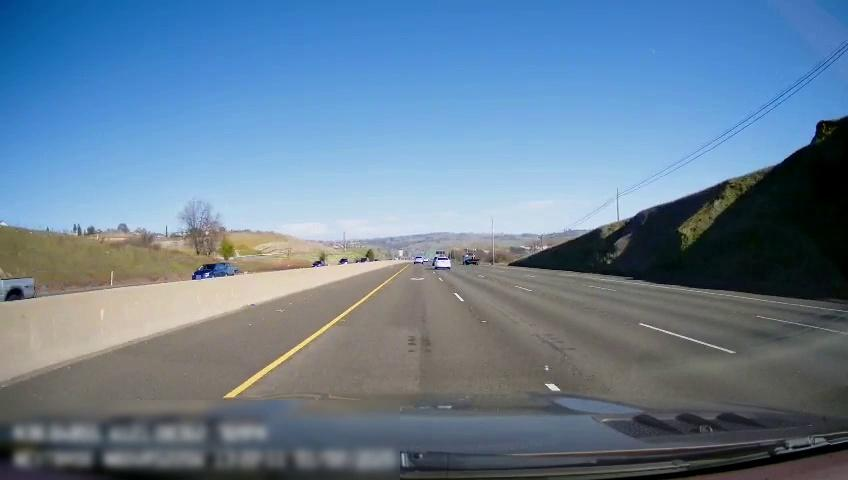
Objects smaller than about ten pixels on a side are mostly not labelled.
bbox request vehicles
[462,254,480,265]
[0,276,35,302]
[434,255,452,269]
[413,255,424,265]
[311,260,325,267]
[190,263,232,280]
